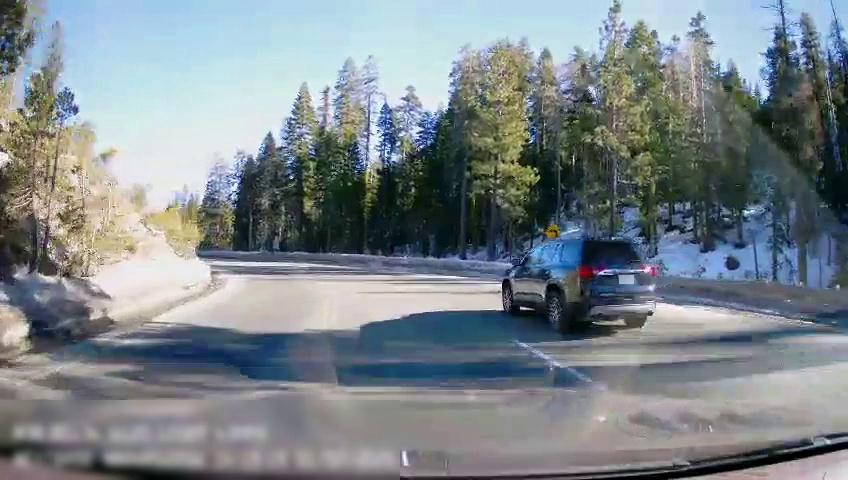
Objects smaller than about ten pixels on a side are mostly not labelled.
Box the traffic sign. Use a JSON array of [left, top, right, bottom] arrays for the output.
[[547, 223, 560, 240]]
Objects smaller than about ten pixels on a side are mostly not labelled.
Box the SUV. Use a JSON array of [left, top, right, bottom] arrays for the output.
[[499, 237, 657, 337]]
